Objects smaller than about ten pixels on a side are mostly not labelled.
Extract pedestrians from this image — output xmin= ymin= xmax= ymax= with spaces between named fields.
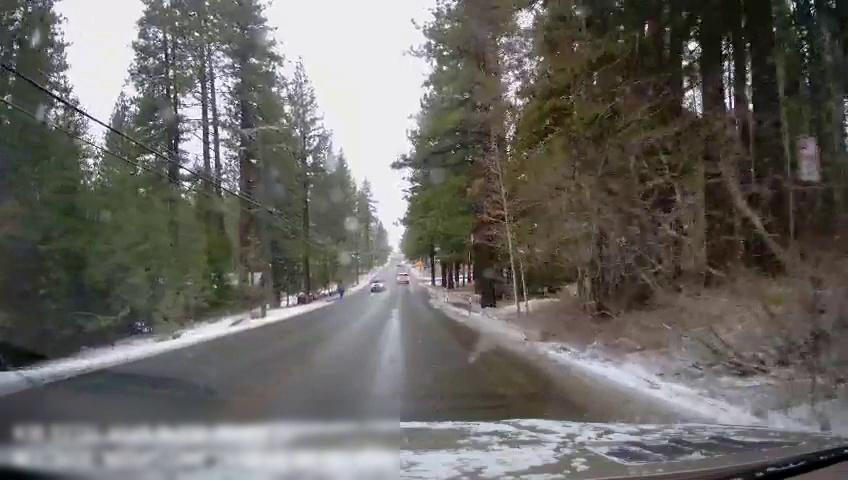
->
xmin=337 ymin=279 xmax=345 ymax=298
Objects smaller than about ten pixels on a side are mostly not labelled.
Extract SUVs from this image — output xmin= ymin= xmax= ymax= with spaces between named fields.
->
xmin=396 ymin=272 xmax=412 ymax=286
xmin=369 ymin=279 xmax=385 ymax=293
